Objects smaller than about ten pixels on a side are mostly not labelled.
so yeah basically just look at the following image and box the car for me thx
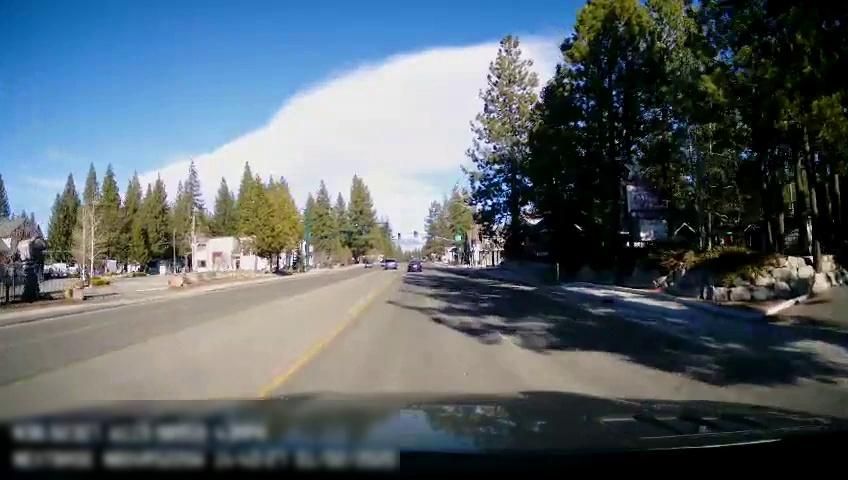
[408,260,422,272]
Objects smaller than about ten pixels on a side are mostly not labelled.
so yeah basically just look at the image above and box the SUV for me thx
[384,259,397,270]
